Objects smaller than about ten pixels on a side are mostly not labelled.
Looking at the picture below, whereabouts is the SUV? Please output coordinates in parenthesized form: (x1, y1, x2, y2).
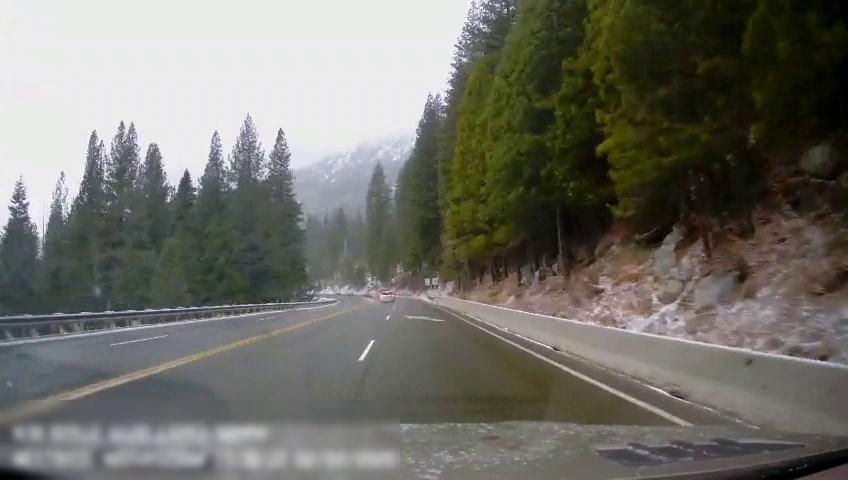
(378, 290, 396, 303)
